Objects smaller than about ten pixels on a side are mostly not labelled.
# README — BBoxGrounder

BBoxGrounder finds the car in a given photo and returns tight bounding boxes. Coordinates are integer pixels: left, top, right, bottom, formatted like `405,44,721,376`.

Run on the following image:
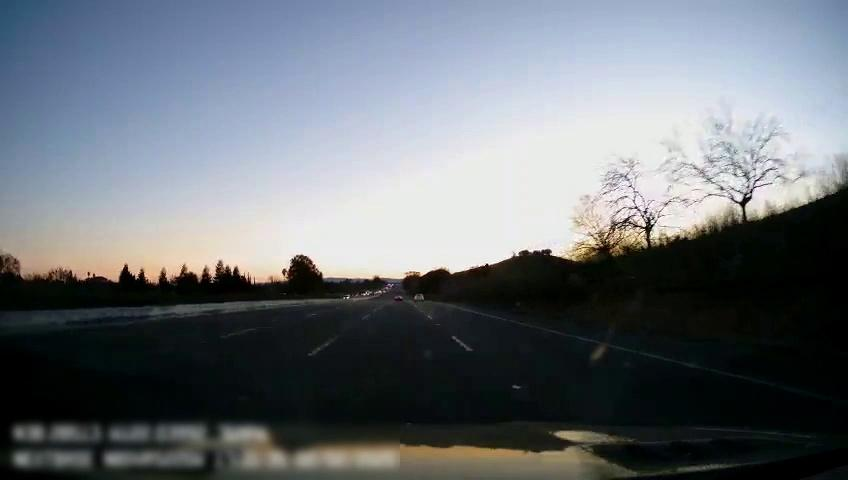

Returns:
413,293,425,301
